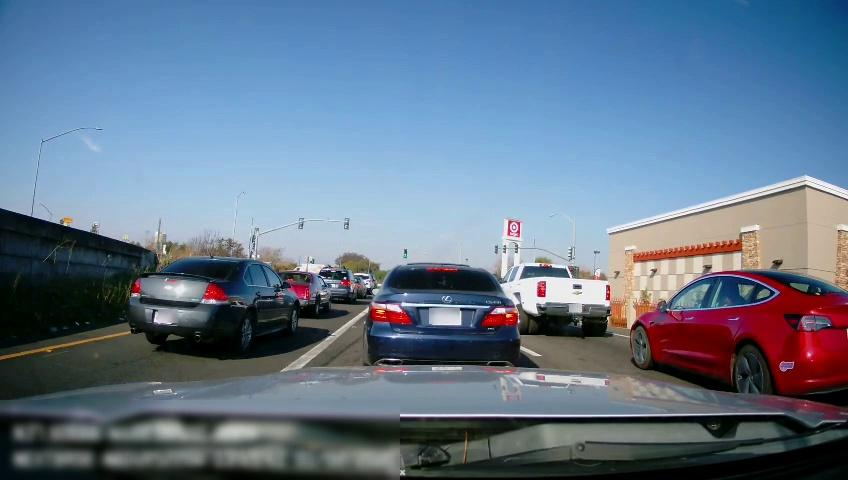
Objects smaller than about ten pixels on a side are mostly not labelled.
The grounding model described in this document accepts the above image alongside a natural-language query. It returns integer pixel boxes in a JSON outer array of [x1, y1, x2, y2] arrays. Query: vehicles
[[361, 262, 523, 369], [317, 264, 359, 305], [369, 273, 378, 289], [352, 275, 369, 300], [496, 262, 613, 336], [352, 272, 374, 295], [274, 269, 334, 317], [126, 255, 301, 356], [294, 263, 322, 275], [628, 267, 848, 397]]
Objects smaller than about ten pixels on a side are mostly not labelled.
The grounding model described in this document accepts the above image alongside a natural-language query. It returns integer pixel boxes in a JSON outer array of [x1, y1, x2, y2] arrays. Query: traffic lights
[[567, 265, 578, 280], [514, 242, 520, 254], [403, 248, 408, 259], [567, 246, 574, 261], [502, 244, 508, 255], [573, 265, 581, 280], [343, 217, 351, 231], [298, 217, 305, 230], [494, 244, 499, 255]]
